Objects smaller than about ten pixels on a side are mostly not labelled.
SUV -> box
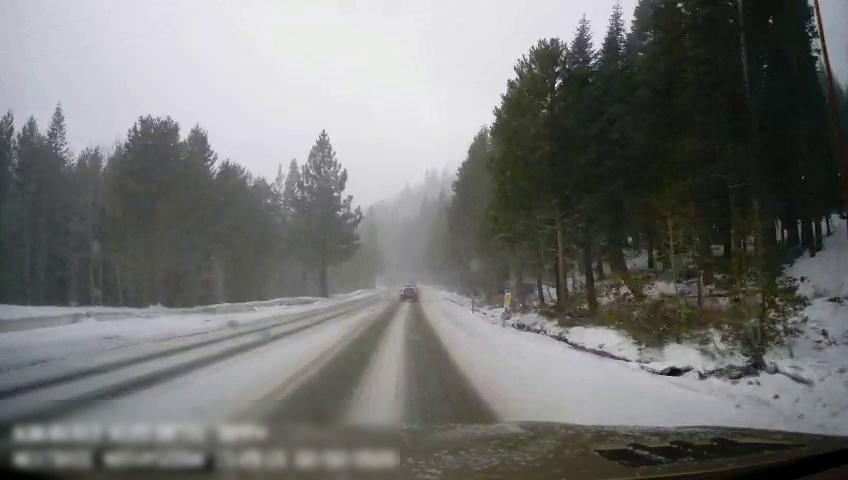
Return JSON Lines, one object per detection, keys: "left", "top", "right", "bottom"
{"left": 400, "top": 285, "right": 418, "bottom": 302}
